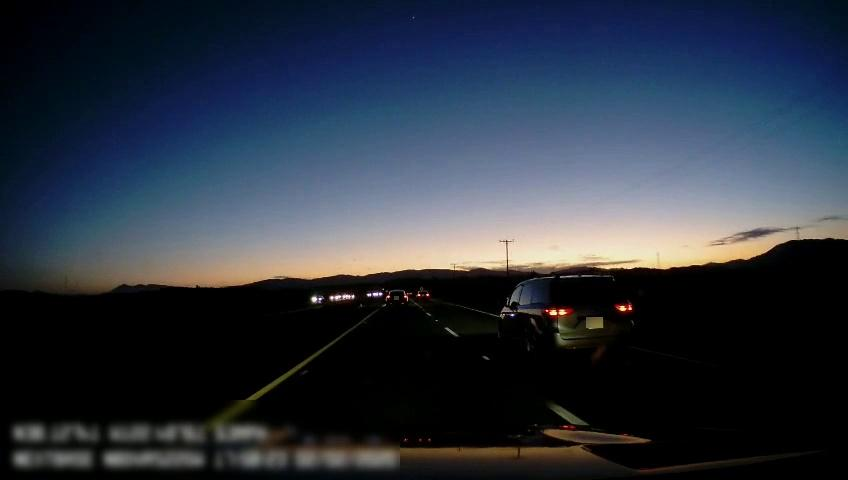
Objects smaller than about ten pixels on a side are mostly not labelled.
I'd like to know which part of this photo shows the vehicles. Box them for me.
[385,289,409,308]
[416,290,431,302]
[497,275,635,356]
[310,294,325,303]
